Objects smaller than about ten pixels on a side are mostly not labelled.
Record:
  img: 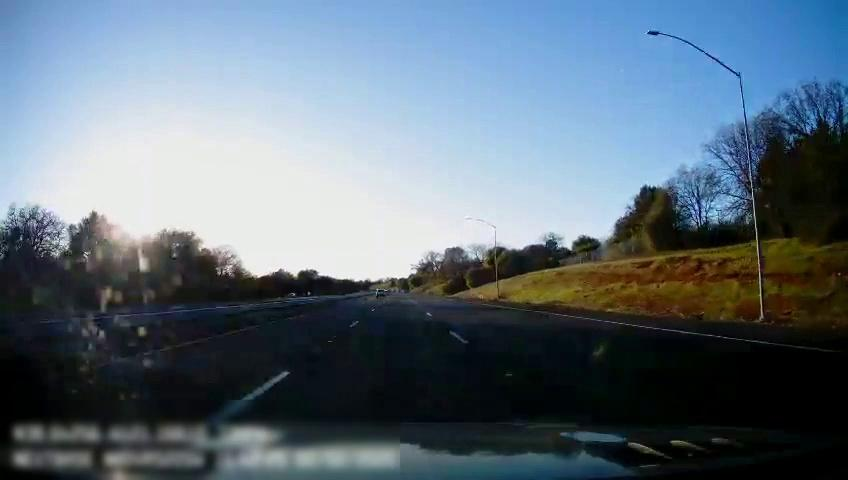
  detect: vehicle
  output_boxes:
[375,288,388,299]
